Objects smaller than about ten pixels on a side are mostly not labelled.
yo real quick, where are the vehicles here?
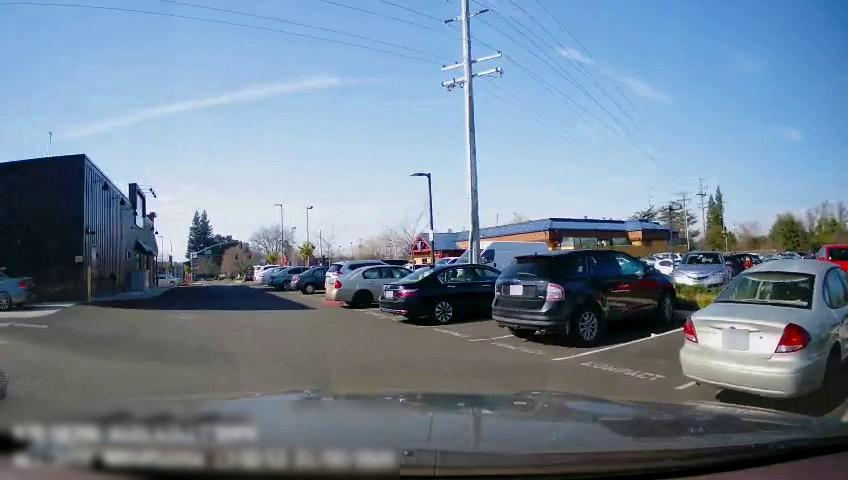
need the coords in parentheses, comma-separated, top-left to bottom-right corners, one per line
(379, 263, 502, 325)
(653, 259, 680, 278)
(0, 268, 33, 311)
(261, 267, 288, 284)
(453, 240, 548, 271)
(765, 256, 801, 263)
(270, 267, 310, 289)
(434, 257, 460, 265)
(291, 266, 331, 294)
(815, 244, 848, 271)
(329, 265, 416, 309)
(657, 252, 685, 264)
(640, 255, 658, 266)
(734, 253, 766, 270)
(403, 263, 431, 272)
(254, 265, 280, 281)
(679, 259, 848, 401)
(156, 275, 178, 285)
(491, 248, 677, 347)
(672, 251, 733, 292)
(723, 255, 745, 279)
(325, 260, 391, 293)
